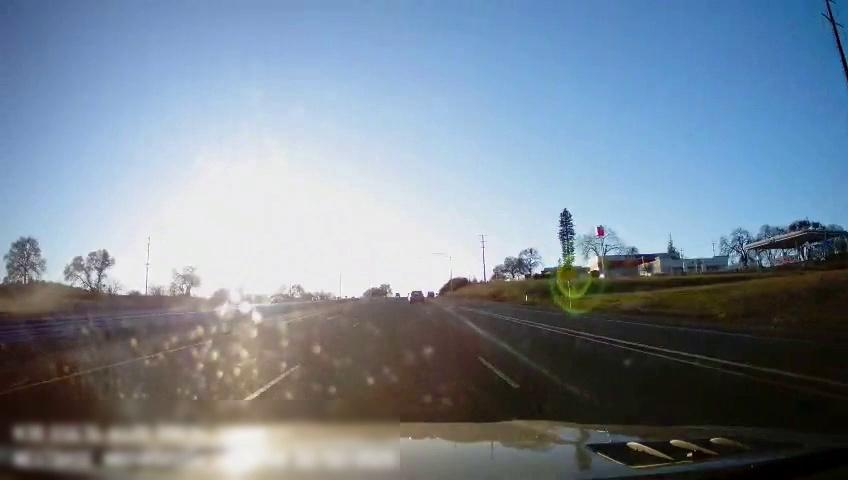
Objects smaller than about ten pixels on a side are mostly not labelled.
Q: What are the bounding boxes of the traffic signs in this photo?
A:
[560,264,576,281]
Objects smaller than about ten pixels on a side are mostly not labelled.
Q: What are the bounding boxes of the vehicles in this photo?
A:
[270,296,282,304]
[408,290,424,304]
